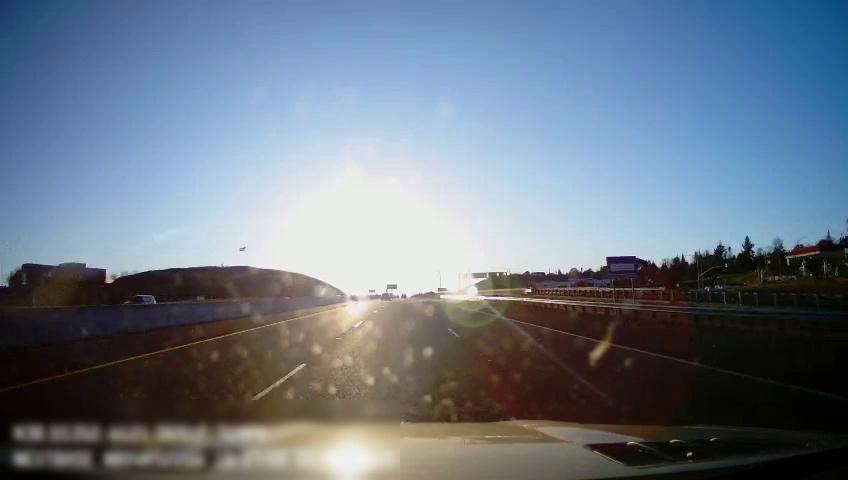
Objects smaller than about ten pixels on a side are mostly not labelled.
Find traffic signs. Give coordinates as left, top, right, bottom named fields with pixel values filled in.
left=487, top=272, right=498, bottom=279
left=471, top=272, right=487, bottom=279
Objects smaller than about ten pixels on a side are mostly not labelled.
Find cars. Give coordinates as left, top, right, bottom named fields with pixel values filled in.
left=123, top=295, right=157, bottom=304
